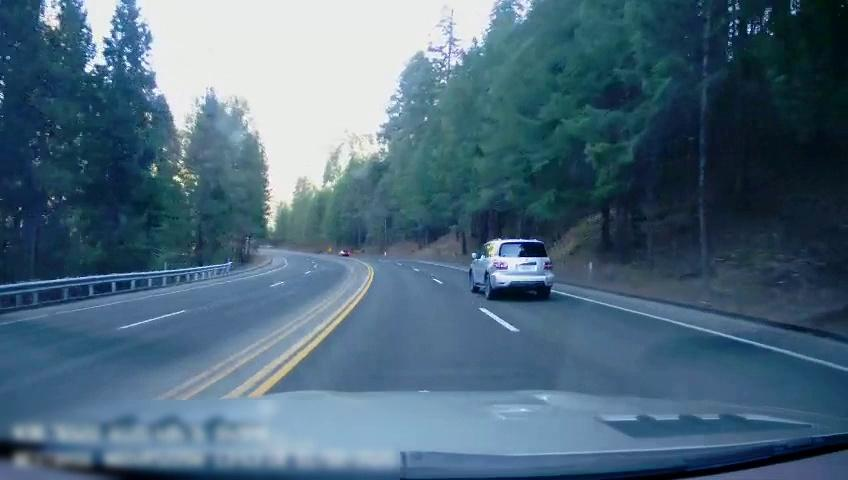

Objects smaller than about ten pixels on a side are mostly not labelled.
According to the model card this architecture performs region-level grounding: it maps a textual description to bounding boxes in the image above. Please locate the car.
[337,246,351,257]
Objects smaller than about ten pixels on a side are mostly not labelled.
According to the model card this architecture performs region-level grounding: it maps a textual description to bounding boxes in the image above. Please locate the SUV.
[468,239,555,301]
